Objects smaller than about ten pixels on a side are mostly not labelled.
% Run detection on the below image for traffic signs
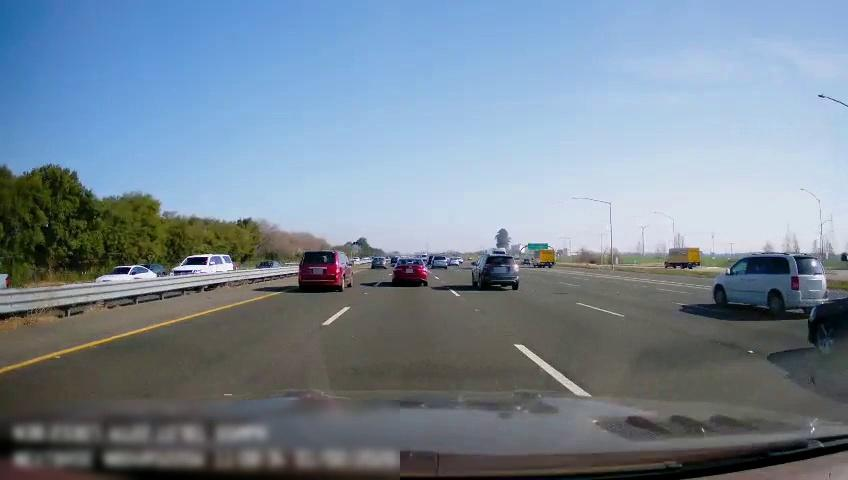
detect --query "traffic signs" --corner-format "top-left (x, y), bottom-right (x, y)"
top-left (527, 242), bottom-right (549, 251)
top-left (352, 241), bottom-right (360, 254)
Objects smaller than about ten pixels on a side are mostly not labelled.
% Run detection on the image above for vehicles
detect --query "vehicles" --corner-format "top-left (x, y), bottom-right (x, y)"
top-left (711, 251), bottom-right (829, 317)
top-left (431, 256), bottom-right (448, 270)
top-left (664, 246), bottom-right (701, 270)
top-left (256, 260), bottom-right (281, 269)
top-left (487, 248), bottom-right (507, 257)
top-left (94, 264), bottom-right (158, 284)
top-left (427, 256), bottom-right (434, 266)
top-left (0, 273), bottom-right (10, 289)
top-left (170, 253), bottom-right (234, 279)
top-left (391, 258), bottom-right (428, 287)
top-left (297, 250), bottom-right (354, 293)
top-left (139, 263), bottom-right (167, 278)
top-left (447, 258), bottom-right (459, 267)
top-left (470, 253), bottom-right (521, 291)
top-left (531, 248), bottom-right (555, 269)
top-left (807, 295), bottom-right (848, 359)
top-left (371, 257), bottom-right (388, 270)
